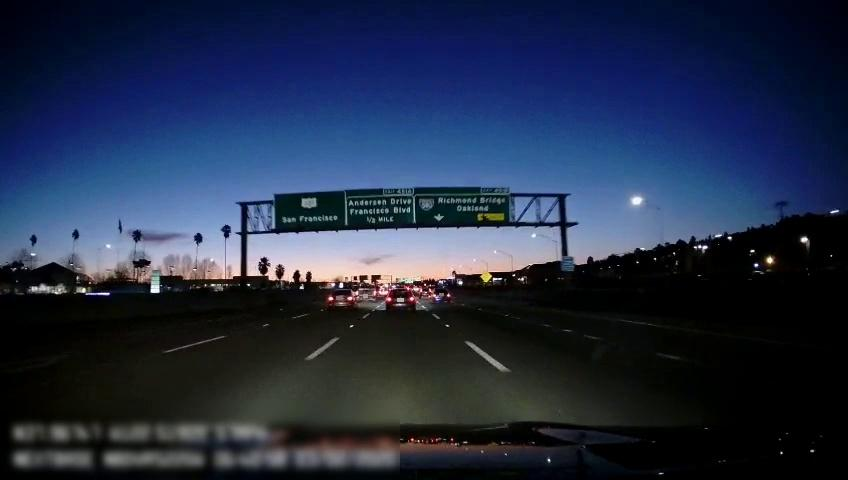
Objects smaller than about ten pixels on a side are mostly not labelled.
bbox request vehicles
[430,288,451,303]
[356,284,378,303]
[386,288,416,314]
[418,288,433,299]
[328,289,359,311]
[86,284,144,298]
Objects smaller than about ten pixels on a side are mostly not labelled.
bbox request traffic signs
[561,256,575,271]
[273,190,345,229]
[480,271,493,283]
[414,187,510,225]
[346,188,413,228]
